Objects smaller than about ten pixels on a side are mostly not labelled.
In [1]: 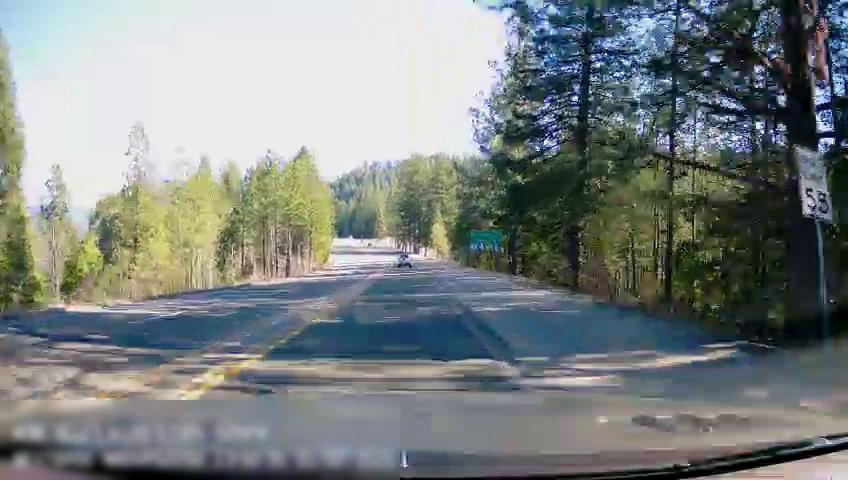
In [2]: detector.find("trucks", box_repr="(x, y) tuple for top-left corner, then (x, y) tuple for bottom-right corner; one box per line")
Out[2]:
(397, 253), (412, 269)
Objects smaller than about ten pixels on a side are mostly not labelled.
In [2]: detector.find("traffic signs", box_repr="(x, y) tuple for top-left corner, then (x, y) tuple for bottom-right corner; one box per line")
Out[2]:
(793, 145), (834, 223)
(469, 230), (507, 242)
